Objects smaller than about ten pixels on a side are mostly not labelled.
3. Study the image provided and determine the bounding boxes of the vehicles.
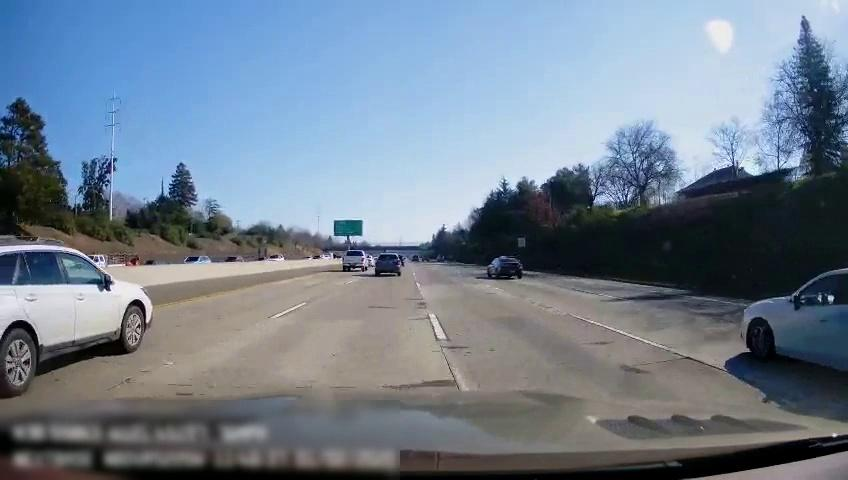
[341,249,368,272]
[143,259,160,266]
[374,252,403,277]
[265,254,285,262]
[487,258,523,279]
[366,255,376,268]
[736,267,848,374]
[0,245,155,401]
[183,256,212,265]
[224,255,245,263]
[85,254,125,268]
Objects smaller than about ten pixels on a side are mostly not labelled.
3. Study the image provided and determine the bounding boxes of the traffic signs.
[332,219,364,236]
